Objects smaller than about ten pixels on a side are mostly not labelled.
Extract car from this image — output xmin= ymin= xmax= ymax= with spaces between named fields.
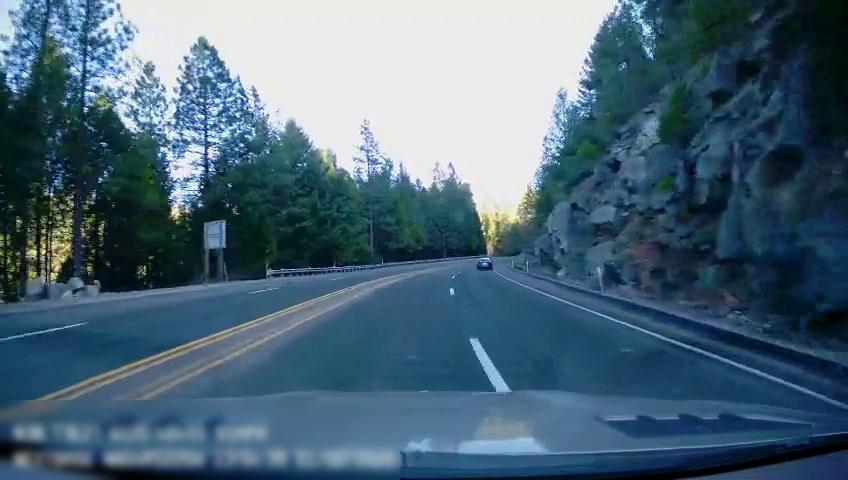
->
xmin=477 ymin=258 xmax=493 ymax=271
